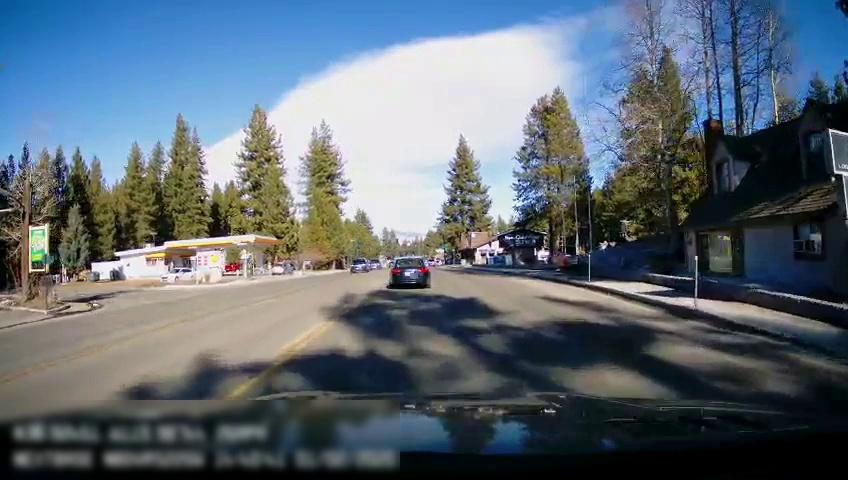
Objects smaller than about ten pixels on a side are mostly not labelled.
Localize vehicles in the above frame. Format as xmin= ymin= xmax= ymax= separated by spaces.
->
xmin=350 ymin=259 xmax=368 ymax=273
xmin=391 ymin=258 xmax=429 ymax=290
xmin=271 ymin=262 xmax=292 ymax=276
xmin=159 ymin=268 xmax=195 ymax=280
